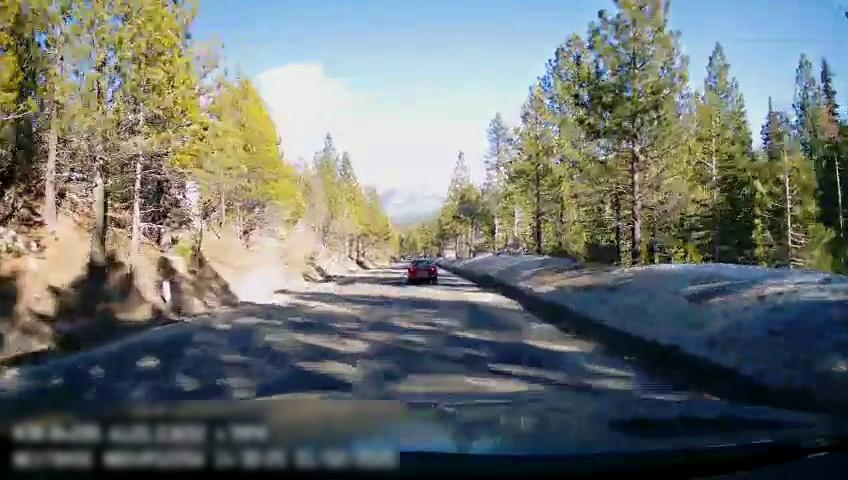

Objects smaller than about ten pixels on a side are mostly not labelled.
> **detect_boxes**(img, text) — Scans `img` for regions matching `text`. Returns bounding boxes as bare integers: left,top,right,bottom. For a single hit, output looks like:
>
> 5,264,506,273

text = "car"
406,256,439,285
